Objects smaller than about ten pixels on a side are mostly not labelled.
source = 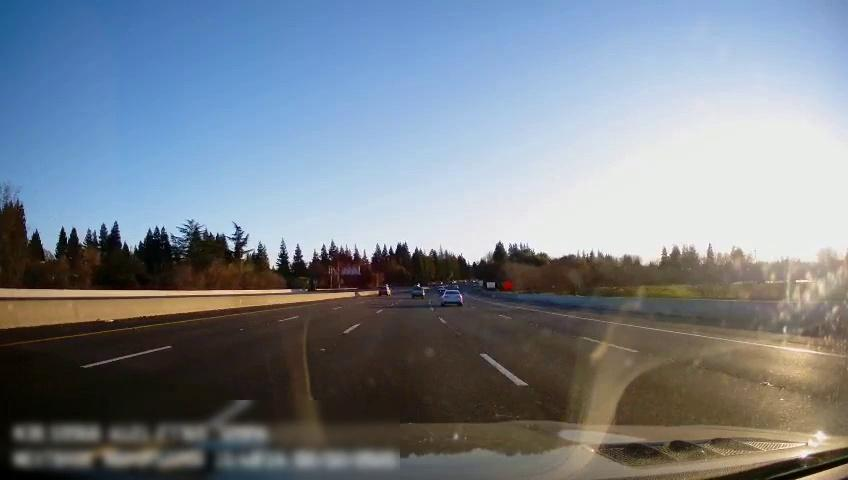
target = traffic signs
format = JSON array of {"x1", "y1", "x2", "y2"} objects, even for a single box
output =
[{"x1": 502, "y1": 280, "x2": 514, "y2": 291}]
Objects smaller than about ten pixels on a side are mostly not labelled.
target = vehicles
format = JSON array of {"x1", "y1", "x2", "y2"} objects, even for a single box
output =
[
  {"x1": 378, "y1": 284, "x2": 391, "y2": 296},
  {"x1": 412, "y1": 287, "x2": 424, "y2": 299},
  {"x1": 440, "y1": 290, "x2": 463, "y2": 307}
]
